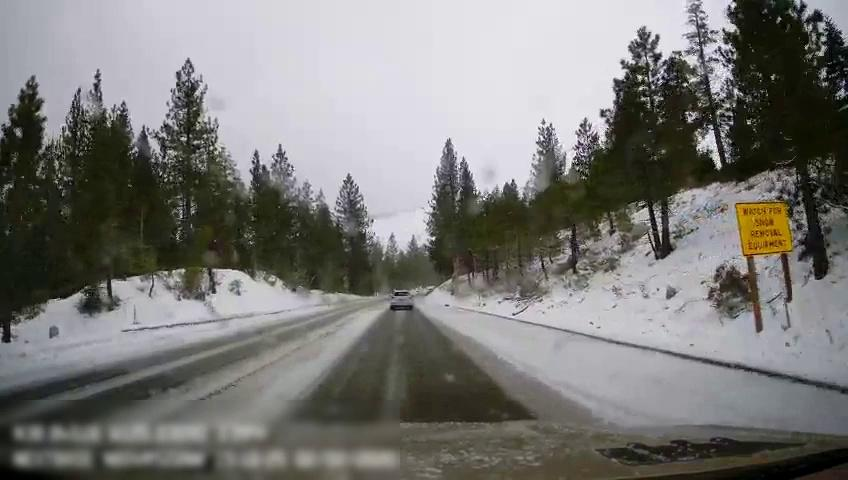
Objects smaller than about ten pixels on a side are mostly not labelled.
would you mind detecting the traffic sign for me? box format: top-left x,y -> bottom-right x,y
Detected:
734,200 -> 795,257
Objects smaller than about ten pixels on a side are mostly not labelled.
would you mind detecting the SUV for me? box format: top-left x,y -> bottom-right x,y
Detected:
388,289 -> 416,312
